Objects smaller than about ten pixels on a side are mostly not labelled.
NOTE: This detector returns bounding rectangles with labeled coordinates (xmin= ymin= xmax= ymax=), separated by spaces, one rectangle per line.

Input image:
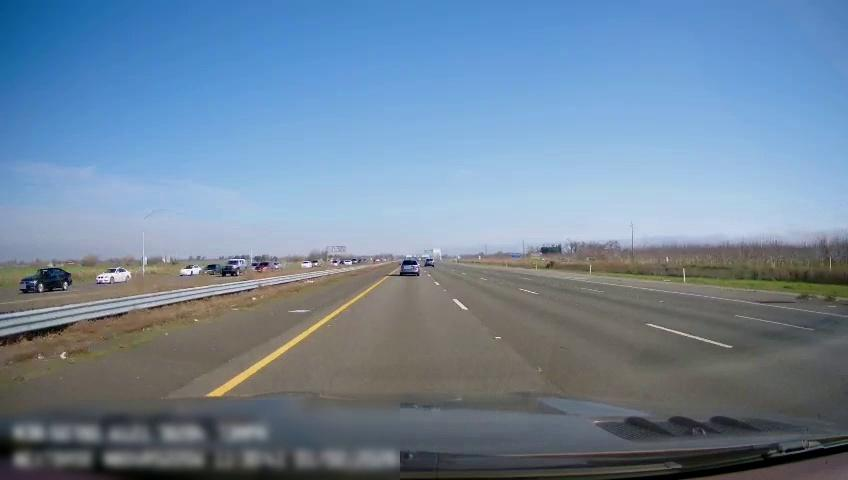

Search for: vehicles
xmin=19 ymin=268 xmax=72 ymax=294
xmin=254 ymin=261 xmax=275 ymax=273
xmin=202 ymin=264 xmax=224 ymax=276
xmin=400 ymin=258 xmax=421 ymax=276
xmin=248 ymin=262 xmax=261 ymax=273
xmin=95 ymin=267 xmax=132 ymax=285
xmin=179 ymin=264 xmax=203 ymax=277
xmin=221 ymin=259 xmax=249 ymax=277
xmin=424 ymin=258 xmax=435 ymax=267
xmin=300 ymin=260 xmax=313 ymax=270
